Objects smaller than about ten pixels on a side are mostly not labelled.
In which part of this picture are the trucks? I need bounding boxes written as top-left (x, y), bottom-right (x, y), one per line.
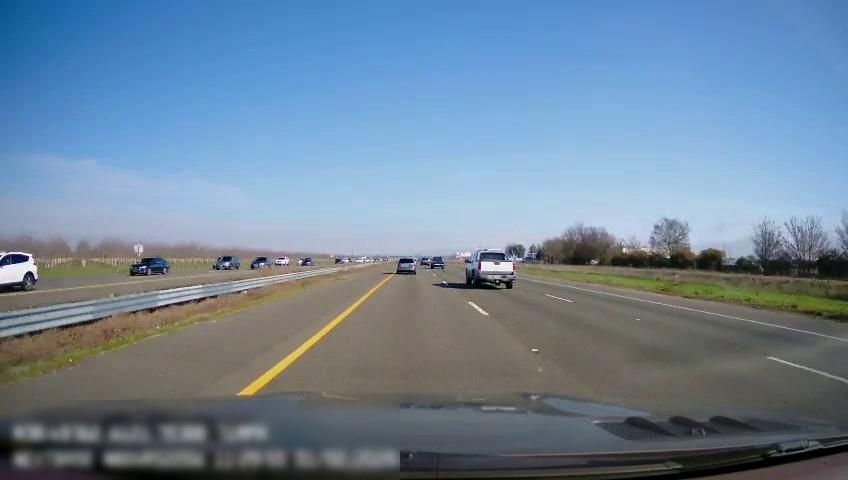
top-left (464, 249), bottom-right (516, 289)
top-left (431, 257), bottom-right (445, 270)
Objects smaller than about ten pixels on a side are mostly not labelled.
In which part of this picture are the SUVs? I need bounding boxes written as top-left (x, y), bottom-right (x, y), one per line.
top-left (274, 257), bottom-right (290, 267)
top-left (216, 256), bottom-right (241, 271)
top-left (301, 258), bottom-right (315, 267)
top-left (0, 252), bottom-right (38, 292)
top-left (251, 257), bottom-right (273, 270)
top-left (396, 257), bottom-right (417, 274)
top-left (129, 257), bottom-right (170, 277)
